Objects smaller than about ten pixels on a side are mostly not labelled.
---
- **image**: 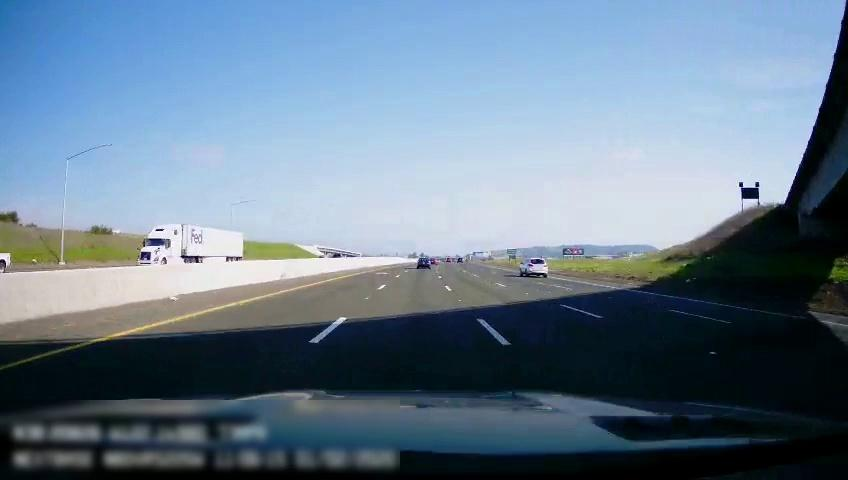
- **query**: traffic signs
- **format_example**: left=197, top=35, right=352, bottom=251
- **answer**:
left=506, top=248, right=518, bottom=255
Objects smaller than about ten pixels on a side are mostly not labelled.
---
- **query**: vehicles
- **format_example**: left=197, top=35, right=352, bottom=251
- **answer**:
left=0, top=252, right=11, bottom=273
left=136, top=223, right=245, bottom=267
left=417, top=258, right=431, bottom=269
left=519, top=258, right=548, bottom=277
